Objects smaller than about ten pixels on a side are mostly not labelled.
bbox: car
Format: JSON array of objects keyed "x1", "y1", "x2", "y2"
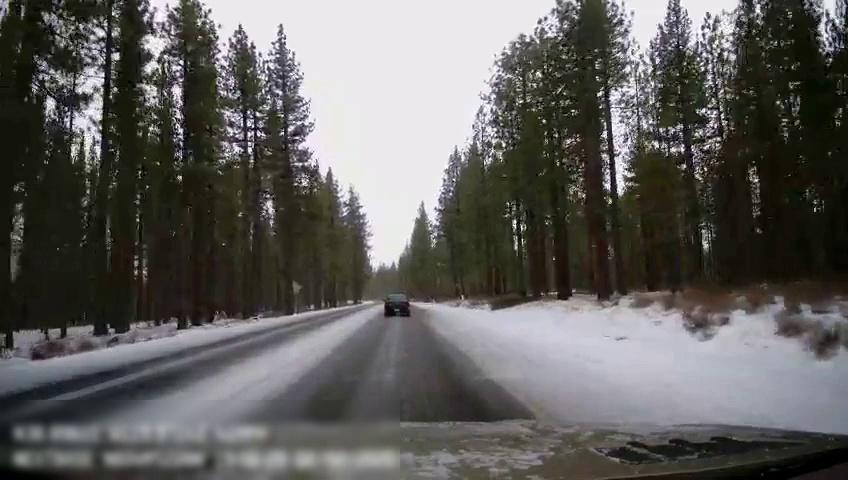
[{"x1": 383, "y1": 293, "x2": 410, "y2": 317}]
